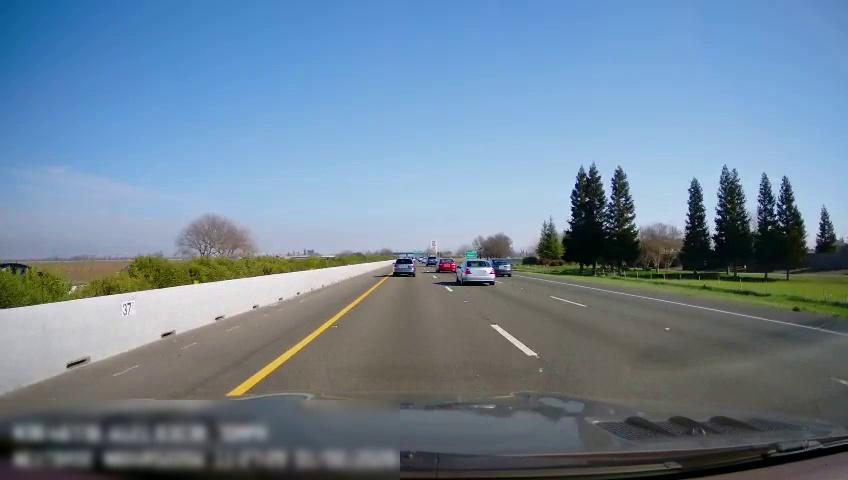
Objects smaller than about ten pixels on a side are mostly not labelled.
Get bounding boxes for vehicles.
[425,256,439,267]
[0,264,35,282]
[393,256,416,277]
[435,257,455,273]
[455,259,496,286]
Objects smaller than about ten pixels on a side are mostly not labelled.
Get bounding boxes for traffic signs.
[464,251,478,259]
